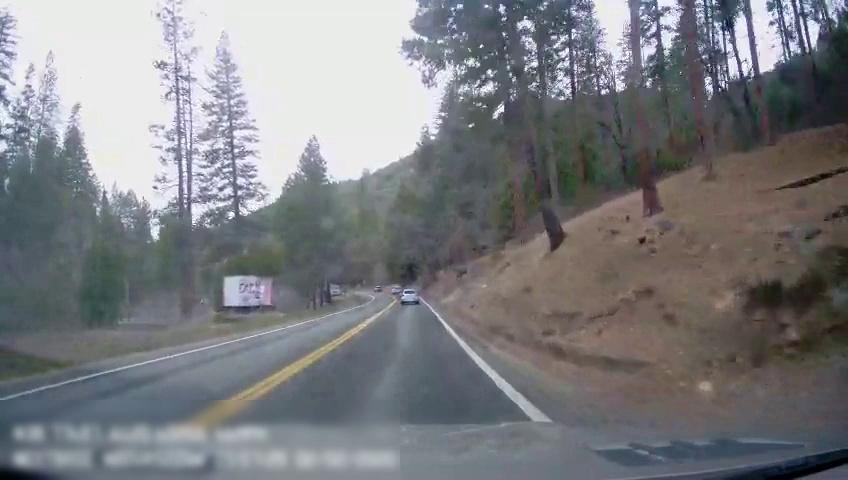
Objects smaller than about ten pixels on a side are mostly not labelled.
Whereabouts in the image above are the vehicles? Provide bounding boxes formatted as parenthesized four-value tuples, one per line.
(400, 289, 419, 305)
(391, 286, 402, 295)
